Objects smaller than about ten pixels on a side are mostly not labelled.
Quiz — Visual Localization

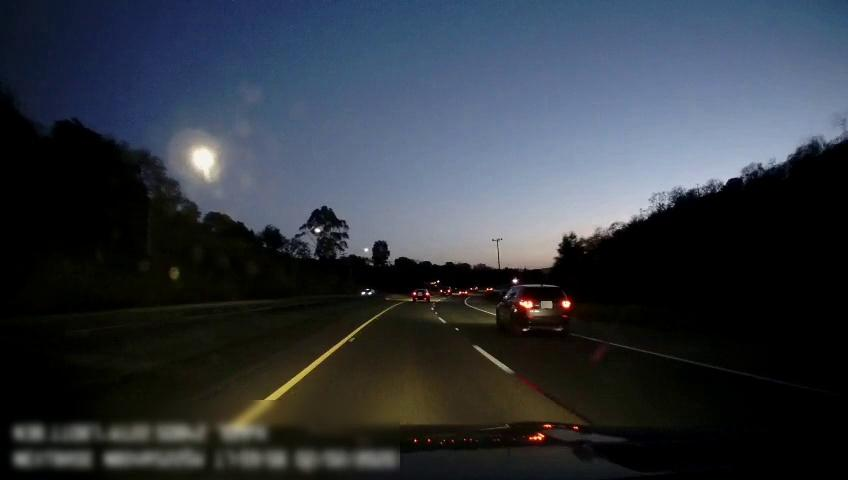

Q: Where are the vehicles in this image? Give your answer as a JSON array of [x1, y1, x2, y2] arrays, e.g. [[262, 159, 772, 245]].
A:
[[457, 288, 469, 298], [439, 286, 452, 296], [360, 287, 375, 296], [496, 284, 572, 334], [412, 287, 431, 303]]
